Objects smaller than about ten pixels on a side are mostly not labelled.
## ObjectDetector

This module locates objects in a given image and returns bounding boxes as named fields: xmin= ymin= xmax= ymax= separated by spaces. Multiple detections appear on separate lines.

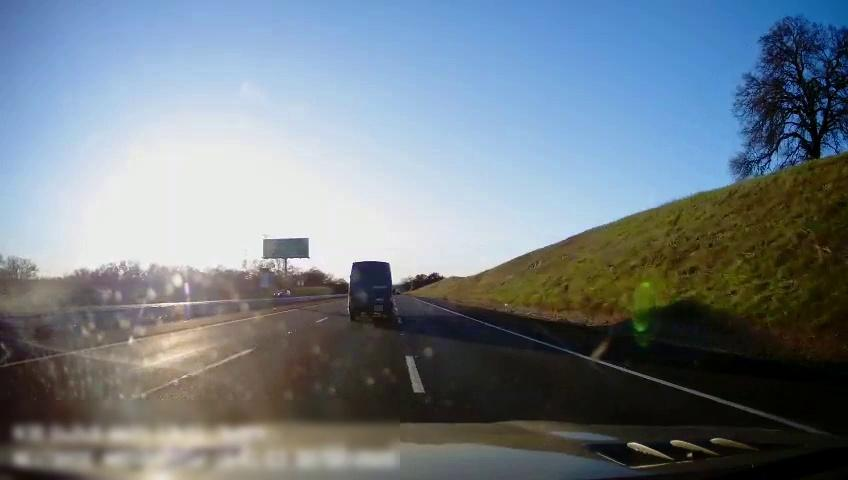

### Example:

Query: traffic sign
xmin=259 ymin=267 xmax=269 ymax=288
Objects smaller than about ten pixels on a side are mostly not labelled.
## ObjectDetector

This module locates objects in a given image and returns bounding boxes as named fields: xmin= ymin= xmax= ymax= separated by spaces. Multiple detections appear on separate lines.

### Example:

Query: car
xmin=273 ymin=288 xmax=291 ymax=298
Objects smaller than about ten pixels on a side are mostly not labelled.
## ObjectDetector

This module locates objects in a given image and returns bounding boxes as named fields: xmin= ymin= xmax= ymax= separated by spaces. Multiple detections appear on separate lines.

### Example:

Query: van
xmin=348 ymin=261 xmax=393 ymax=322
